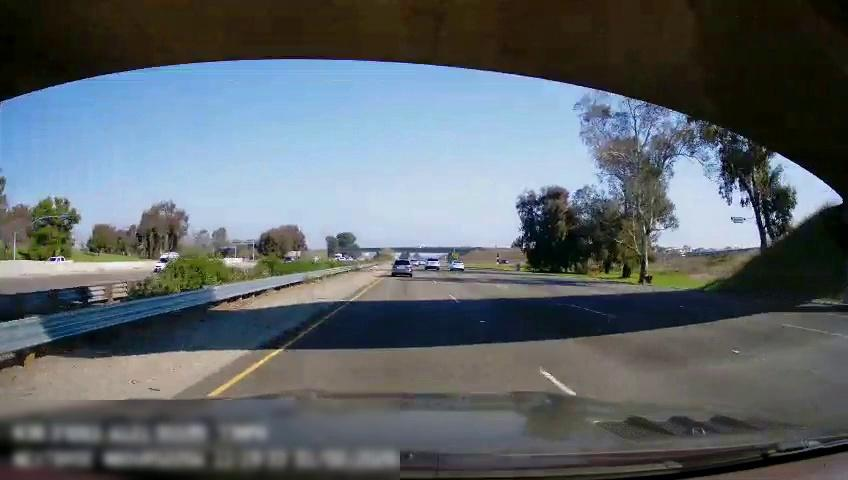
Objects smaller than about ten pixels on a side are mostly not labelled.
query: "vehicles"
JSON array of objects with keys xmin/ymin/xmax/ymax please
[
  {"xmin": 282, "ymin": 255, "xmax": 299, "ymax": 264},
  {"xmin": 45, "ymin": 255, "xmax": 74, "ymax": 264},
  {"xmin": 448, "ymin": 259, "xmax": 465, "ymax": 272},
  {"xmin": 409, "ymin": 258, "xmax": 419, "ymax": 268},
  {"xmin": 151, "ymin": 251, "xmax": 180, "ymax": 274},
  {"xmin": 498, "ymin": 259, "xmax": 509, "ymax": 265},
  {"xmin": 391, "ymin": 260, "xmax": 413, "ymax": 278},
  {"xmin": 423, "ymin": 257, "xmax": 440, "ymax": 271}
]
